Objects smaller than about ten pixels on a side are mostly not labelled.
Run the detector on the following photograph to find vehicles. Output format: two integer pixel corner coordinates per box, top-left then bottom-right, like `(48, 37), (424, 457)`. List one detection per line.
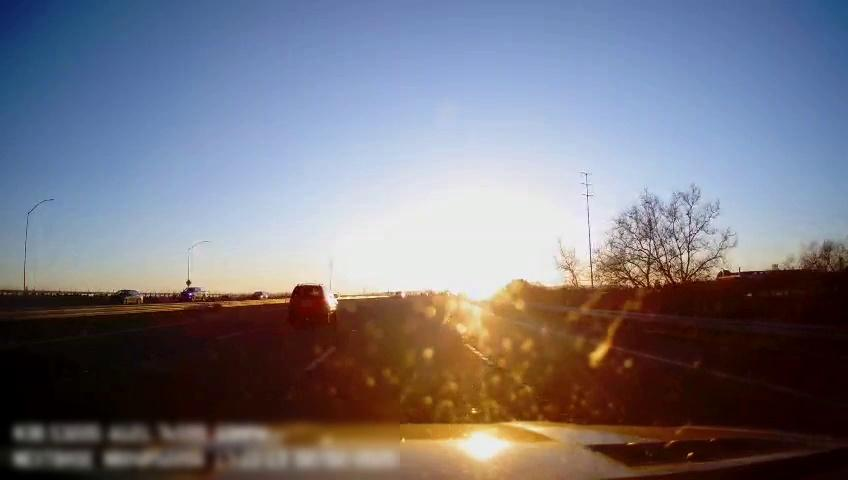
(250, 291), (269, 301)
(288, 283), (339, 324)
(107, 289), (143, 306)
(394, 291), (406, 299)
(178, 287), (209, 303)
